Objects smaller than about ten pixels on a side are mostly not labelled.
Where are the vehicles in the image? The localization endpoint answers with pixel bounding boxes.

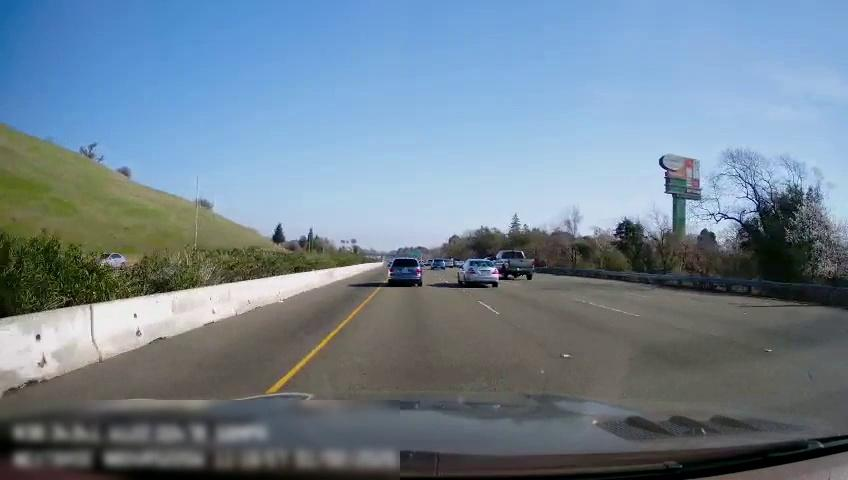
[386,257,424,288]
[102,253,128,271]
[457,259,499,288]
[453,258,464,267]
[429,259,446,271]
[495,250,535,280]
